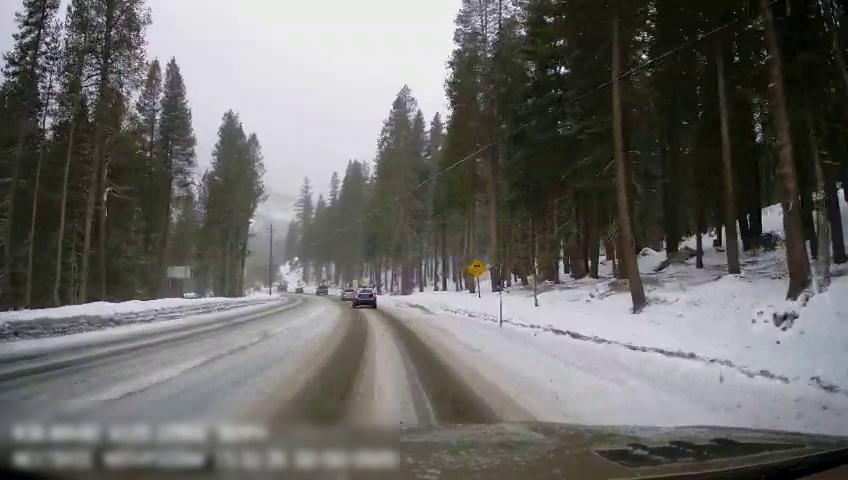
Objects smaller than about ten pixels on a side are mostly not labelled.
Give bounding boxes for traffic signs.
[468,258,486,278]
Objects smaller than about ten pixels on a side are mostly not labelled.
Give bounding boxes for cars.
[340,290,357,302]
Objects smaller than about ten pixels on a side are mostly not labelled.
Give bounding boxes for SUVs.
[352,286,377,309]
[316,286,329,296]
